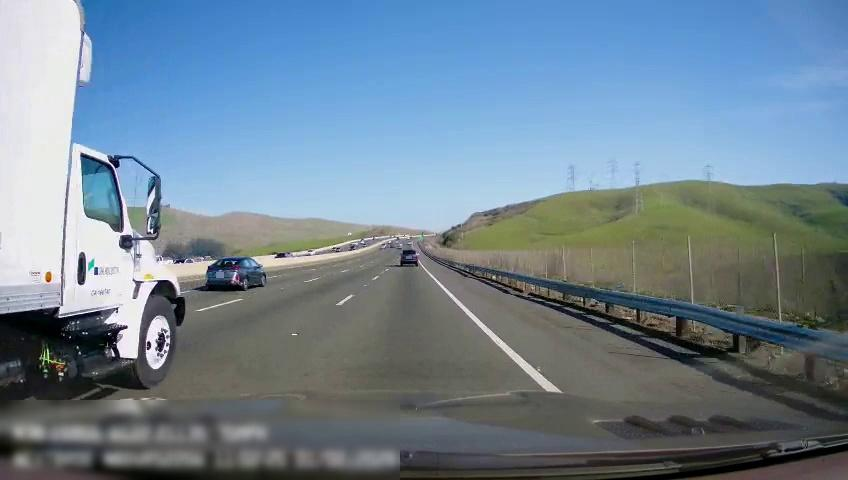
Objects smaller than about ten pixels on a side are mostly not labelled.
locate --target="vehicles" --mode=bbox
[205,255,267,292]
[174,257,194,265]
[274,251,295,259]
[399,248,419,267]
[304,248,318,256]
[0,0,186,393]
